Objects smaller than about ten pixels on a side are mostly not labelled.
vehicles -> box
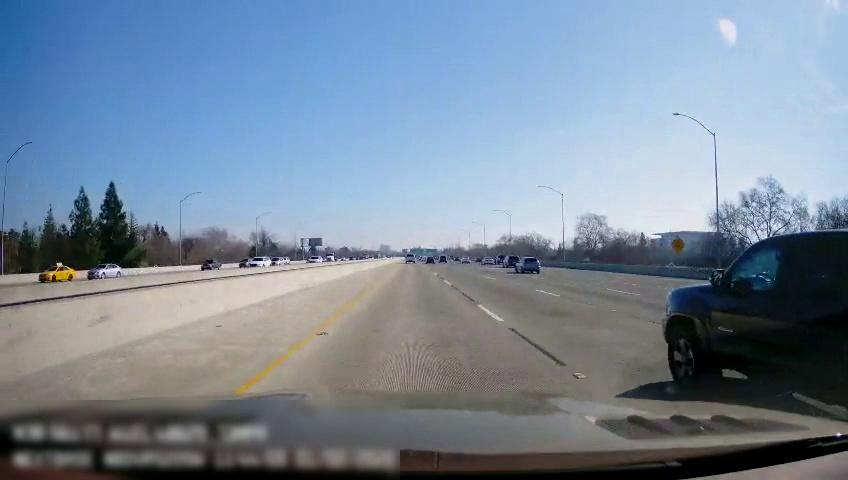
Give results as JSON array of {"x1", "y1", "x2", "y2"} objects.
[
  {"x1": 270, "y1": 257, "x2": 286, "y2": 267},
  {"x1": 459, "y1": 255, "x2": 472, "y2": 265},
  {"x1": 238, "y1": 258, "x2": 254, "y2": 268},
  {"x1": 515, "y1": 256, "x2": 541, "y2": 274},
  {"x1": 482, "y1": 256, "x2": 494, "y2": 266},
  {"x1": 494, "y1": 255, "x2": 508, "y2": 266},
  {"x1": 404, "y1": 254, "x2": 416, "y2": 264},
  {"x1": 249, "y1": 256, "x2": 273, "y2": 268},
  {"x1": 659, "y1": 227, "x2": 848, "y2": 410},
  {"x1": 200, "y1": 258, "x2": 222, "y2": 271},
  {"x1": 307, "y1": 255, "x2": 324, "y2": 264},
  {"x1": 501, "y1": 255, "x2": 522, "y2": 269},
  {"x1": 87, "y1": 263, "x2": 123, "y2": 281},
  {"x1": 37, "y1": 261, "x2": 77, "y2": 283}
]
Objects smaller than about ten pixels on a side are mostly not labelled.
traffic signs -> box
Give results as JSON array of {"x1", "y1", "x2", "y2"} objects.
[{"x1": 671, "y1": 238, "x2": 685, "y2": 256}]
